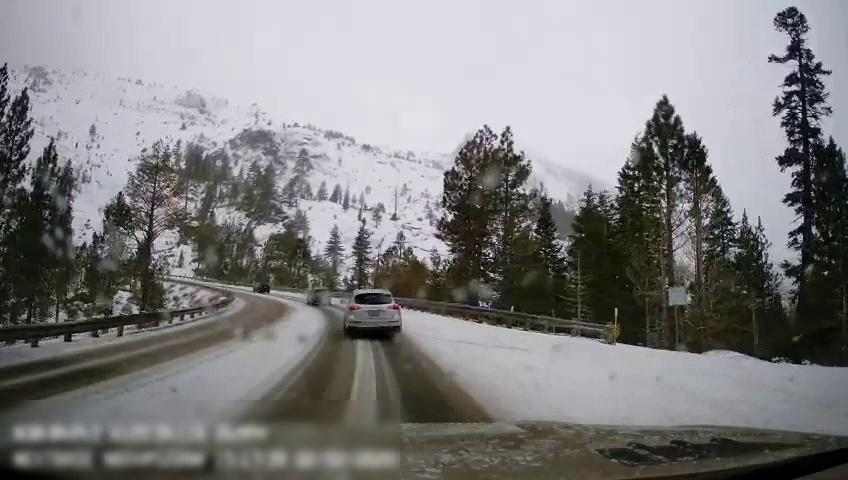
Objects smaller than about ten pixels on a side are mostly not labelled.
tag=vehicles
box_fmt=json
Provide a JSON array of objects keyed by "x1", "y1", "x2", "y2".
[
  {"x1": 253, "y1": 282, "x2": 270, "y2": 294},
  {"x1": 307, "y1": 287, "x2": 331, "y2": 307},
  {"x1": 339, "y1": 288, "x2": 402, "y2": 338}
]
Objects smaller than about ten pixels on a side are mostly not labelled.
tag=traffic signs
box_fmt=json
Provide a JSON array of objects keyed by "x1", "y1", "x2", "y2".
[
  {"x1": 613, "y1": 324, "x2": 621, "y2": 337},
  {"x1": 669, "y1": 287, "x2": 686, "y2": 305}
]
